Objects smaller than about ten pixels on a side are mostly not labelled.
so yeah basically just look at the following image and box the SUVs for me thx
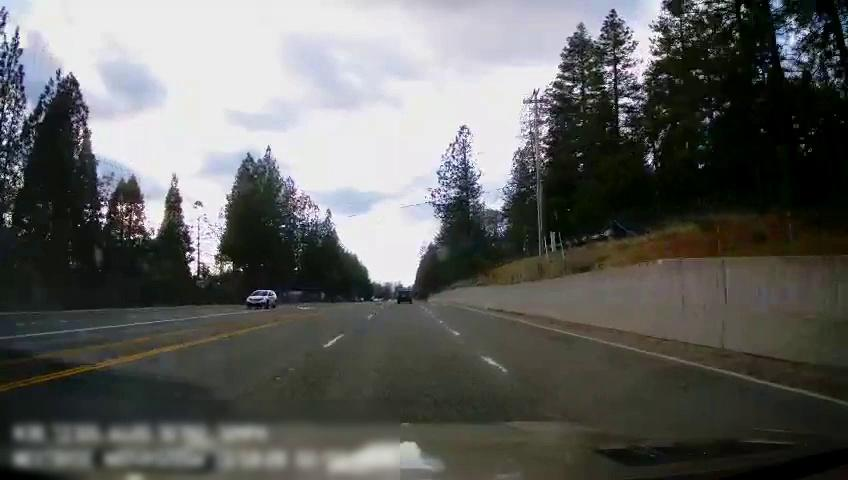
[397,290,413,305]
[245,289,278,310]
